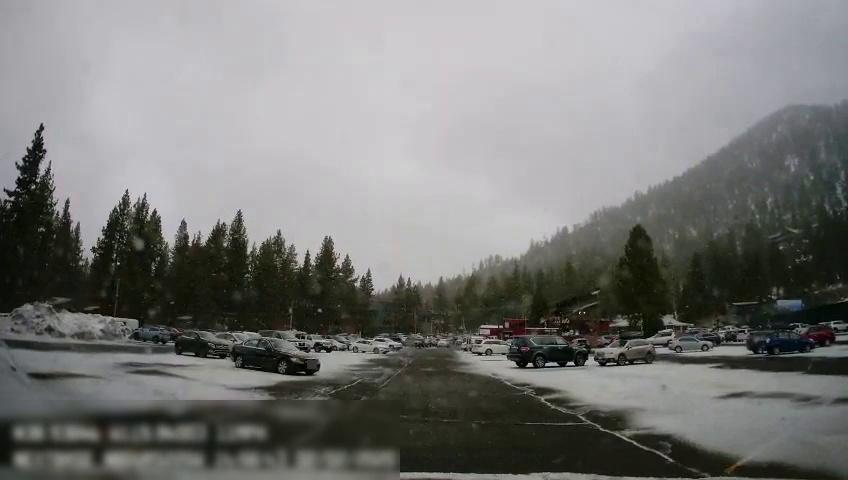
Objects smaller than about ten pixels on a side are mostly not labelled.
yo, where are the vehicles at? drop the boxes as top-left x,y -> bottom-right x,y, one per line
758,333 -> 814,355
745,331 -> 760,354
352,340 -> 391,355
668,337 -> 713,353
472,338 -> 509,357
326,339 -> 345,352
647,329 -> 675,345
822,321 -> 848,333
257,330 -> 311,354
211,332 -> 252,352
243,331 -> 262,337
595,340 -> 655,367
120,318 -> 139,331
231,336 -> 321,376
175,335 -> 227,358
132,325 -> 170,345
370,337 -> 398,351
297,333 -> 334,353
798,325 -> 837,344
507,334 -> 590,369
